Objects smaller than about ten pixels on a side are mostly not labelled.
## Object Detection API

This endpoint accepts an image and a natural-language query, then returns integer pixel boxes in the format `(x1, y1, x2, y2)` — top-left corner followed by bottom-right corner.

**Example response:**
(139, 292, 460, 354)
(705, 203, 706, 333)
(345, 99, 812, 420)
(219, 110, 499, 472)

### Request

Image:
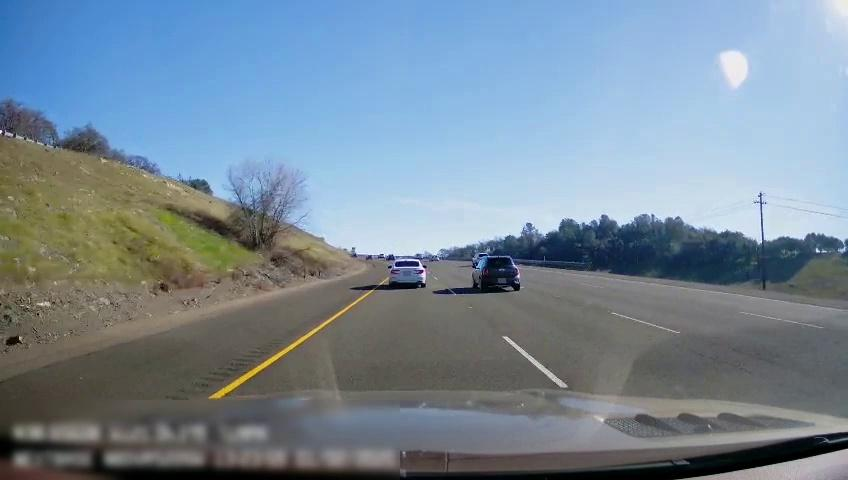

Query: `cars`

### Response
(388, 259, 427, 288)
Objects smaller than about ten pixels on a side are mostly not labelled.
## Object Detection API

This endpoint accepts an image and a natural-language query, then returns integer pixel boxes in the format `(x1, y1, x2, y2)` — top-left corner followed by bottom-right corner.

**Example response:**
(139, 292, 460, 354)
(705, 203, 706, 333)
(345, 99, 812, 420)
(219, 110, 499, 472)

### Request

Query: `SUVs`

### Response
(471, 255, 521, 293)
(472, 253, 491, 268)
